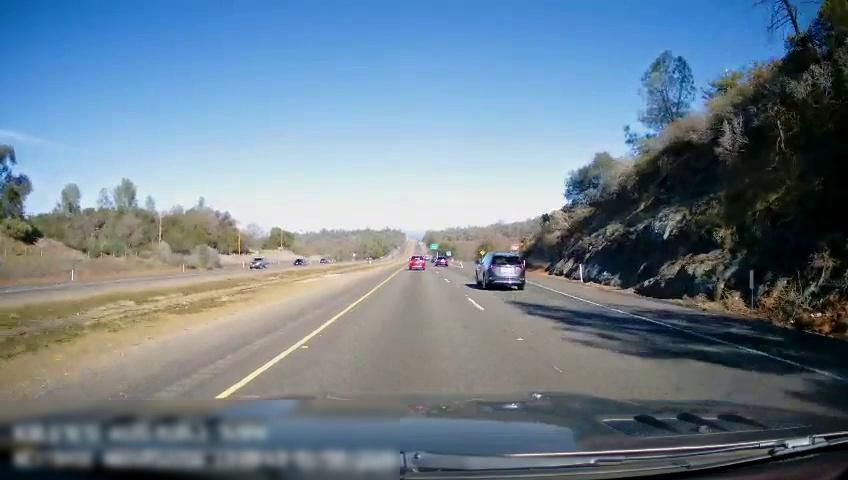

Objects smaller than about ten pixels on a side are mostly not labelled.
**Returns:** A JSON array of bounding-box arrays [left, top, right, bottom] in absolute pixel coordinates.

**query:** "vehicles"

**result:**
[[433, 255, 451, 267], [408, 254, 428, 272], [248, 256, 270, 270], [473, 251, 528, 291], [292, 258, 305, 266]]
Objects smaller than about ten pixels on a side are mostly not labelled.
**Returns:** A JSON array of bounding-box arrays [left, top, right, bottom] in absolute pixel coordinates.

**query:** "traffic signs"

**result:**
[[430, 243, 441, 251]]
